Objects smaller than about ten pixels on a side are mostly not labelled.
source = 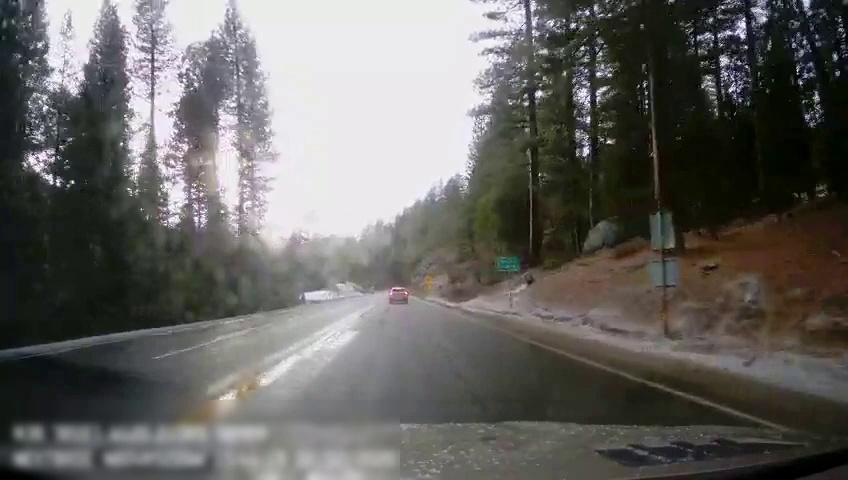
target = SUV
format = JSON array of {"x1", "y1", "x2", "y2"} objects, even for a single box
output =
[{"x1": 388, "y1": 286, "x2": 409, "y2": 303}]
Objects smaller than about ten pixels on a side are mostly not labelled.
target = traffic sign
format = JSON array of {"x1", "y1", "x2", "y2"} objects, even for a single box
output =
[{"x1": 495, "y1": 256, "x2": 521, "y2": 273}]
